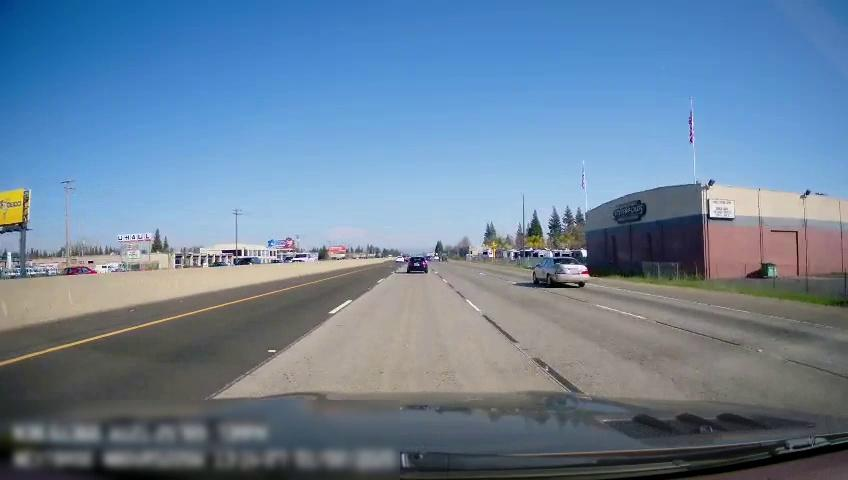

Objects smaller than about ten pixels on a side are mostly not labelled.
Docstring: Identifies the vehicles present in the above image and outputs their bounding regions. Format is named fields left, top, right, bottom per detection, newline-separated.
left=282, top=255, right=297, bottom=264
left=290, top=252, right=315, bottom=265
left=532, top=256, right=590, bottom=288
left=235, top=255, right=263, bottom=267
left=406, top=256, right=428, bottom=274
left=61, top=265, right=97, bottom=276
left=207, top=261, right=229, bottom=268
